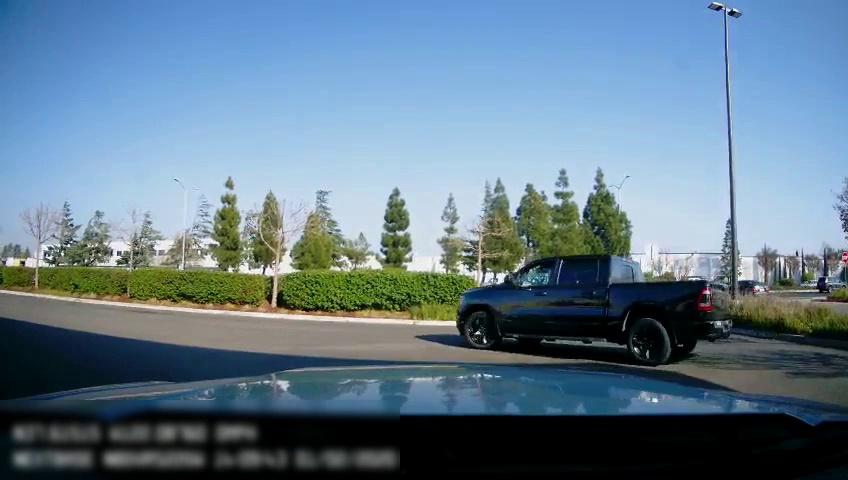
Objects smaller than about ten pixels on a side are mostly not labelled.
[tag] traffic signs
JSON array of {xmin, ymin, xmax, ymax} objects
[{"xmin": 841, "ymin": 251, "xmax": 848, "ymax": 264}]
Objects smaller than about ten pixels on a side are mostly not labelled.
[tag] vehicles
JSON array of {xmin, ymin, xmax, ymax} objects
[
  {"xmin": 803, "ymin": 278, "xmax": 820, "ymax": 289},
  {"xmin": 816, "ymin": 276, "xmax": 846, "ymax": 294},
  {"xmin": 726, "ymin": 280, "xmax": 771, "ymax": 297},
  {"xmin": 453, "ymin": 254, "xmax": 735, "ymax": 368}
]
